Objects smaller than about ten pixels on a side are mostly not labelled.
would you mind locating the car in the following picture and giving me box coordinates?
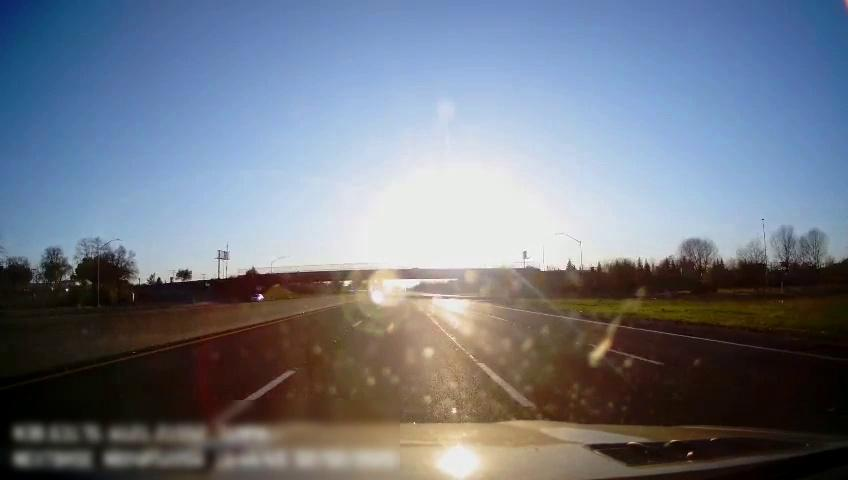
[250,294,264,303]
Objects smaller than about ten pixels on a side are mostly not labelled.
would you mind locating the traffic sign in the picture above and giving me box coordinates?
[533,273,546,288]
